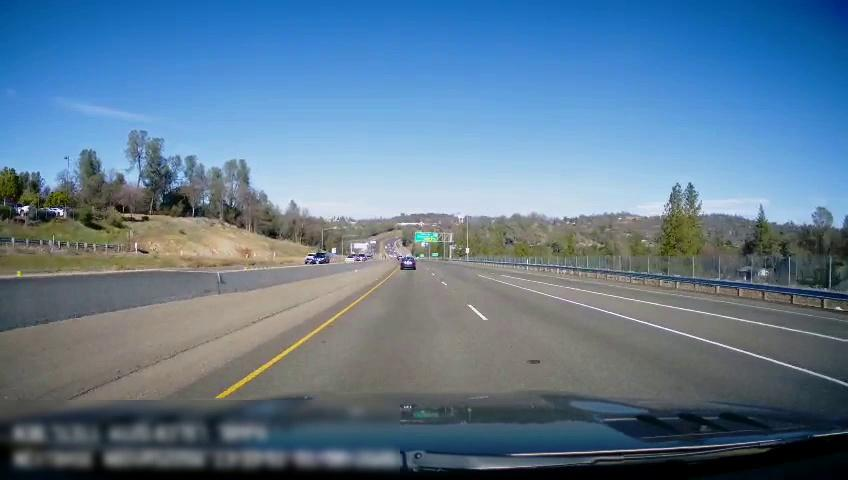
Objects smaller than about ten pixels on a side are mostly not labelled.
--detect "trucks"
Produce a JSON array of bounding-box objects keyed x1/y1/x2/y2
[{"x1": 304, "y1": 253, "x2": 316, "y2": 265}]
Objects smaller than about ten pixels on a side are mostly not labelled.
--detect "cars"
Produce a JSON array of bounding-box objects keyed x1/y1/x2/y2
[
  {"x1": 312, "y1": 252, "x2": 331, "y2": 265},
  {"x1": 400, "y1": 255, "x2": 418, "y2": 271},
  {"x1": 354, "y1": 253, "x2": 369, "y2": 262}
]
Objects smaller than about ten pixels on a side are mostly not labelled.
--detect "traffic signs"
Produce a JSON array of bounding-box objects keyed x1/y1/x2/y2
[{"x1": 413, "y1": 231, "x2": 438, "y2": 243}]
